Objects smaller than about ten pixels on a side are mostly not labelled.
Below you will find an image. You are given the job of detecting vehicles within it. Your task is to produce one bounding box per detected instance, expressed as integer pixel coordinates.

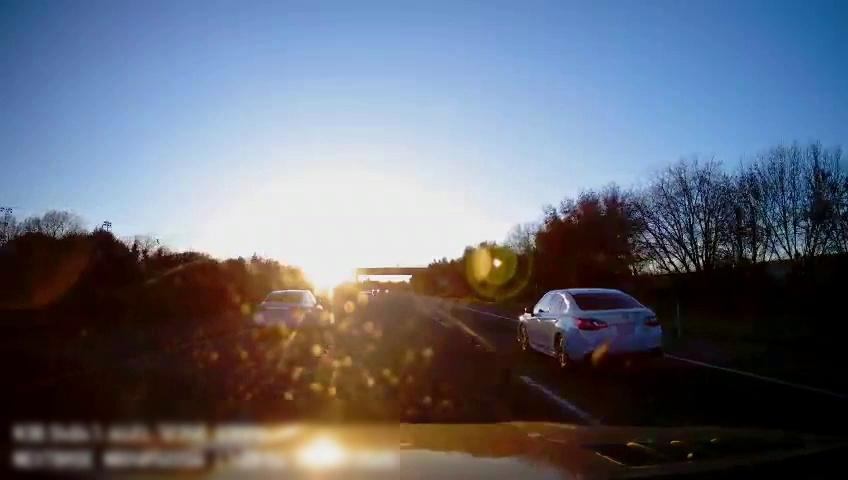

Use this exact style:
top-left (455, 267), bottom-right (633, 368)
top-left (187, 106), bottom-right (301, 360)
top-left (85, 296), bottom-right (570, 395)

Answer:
top-left (516, 288), bottom-right (664, 372)
top-left (256, 290), bottom-right (324, 341)
top-left (357, 291), bottom-right (376, 307)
